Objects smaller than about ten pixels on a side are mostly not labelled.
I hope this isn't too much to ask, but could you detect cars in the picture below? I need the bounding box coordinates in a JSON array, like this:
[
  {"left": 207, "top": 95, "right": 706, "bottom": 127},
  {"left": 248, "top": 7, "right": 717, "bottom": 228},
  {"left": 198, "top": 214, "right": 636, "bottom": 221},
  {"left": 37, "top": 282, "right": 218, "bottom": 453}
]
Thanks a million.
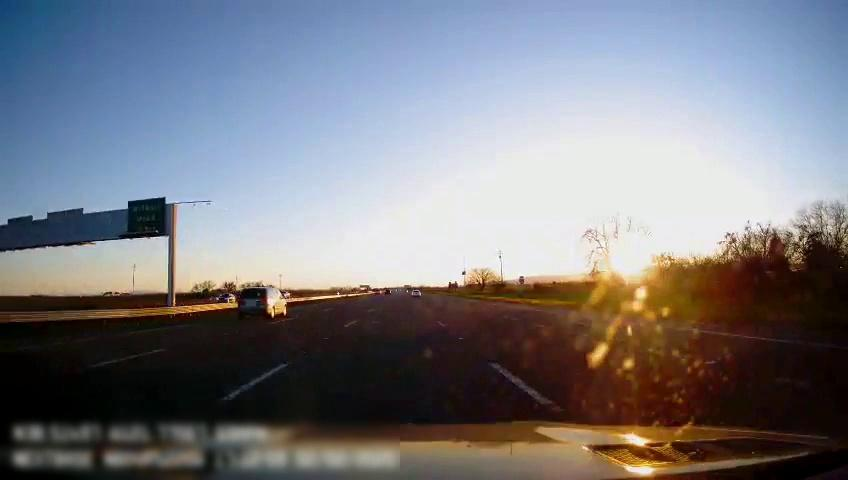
[
  {"left": 216, "top": 293, "right": 236, "bottom": 303},
  {"left": 411, "top": 289, "right": 422, "bottom": 298}
]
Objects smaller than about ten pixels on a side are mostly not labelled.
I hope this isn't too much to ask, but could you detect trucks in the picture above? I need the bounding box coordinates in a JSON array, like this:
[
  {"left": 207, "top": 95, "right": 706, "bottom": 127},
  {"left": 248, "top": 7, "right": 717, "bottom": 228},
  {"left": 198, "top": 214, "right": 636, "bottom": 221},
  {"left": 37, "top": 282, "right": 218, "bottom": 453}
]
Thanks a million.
[{"left": 280, "top": 291, "right": 291, "bottom": 299}]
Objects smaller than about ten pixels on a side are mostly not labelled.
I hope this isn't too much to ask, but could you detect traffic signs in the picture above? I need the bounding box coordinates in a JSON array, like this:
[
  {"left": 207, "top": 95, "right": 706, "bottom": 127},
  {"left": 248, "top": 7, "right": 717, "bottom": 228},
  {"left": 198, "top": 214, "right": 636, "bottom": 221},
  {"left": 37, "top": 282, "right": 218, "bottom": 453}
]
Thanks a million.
[{"left": 127, "top": 196, "right": 167, "bottom": 235}]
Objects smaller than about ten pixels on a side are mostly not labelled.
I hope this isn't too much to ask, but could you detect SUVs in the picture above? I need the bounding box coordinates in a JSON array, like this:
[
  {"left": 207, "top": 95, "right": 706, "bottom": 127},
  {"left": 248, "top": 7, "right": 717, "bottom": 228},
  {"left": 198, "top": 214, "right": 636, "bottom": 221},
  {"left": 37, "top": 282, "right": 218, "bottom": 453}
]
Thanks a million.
[{"left": 237, "top": 285, "right": 288, "bottom": 320}]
